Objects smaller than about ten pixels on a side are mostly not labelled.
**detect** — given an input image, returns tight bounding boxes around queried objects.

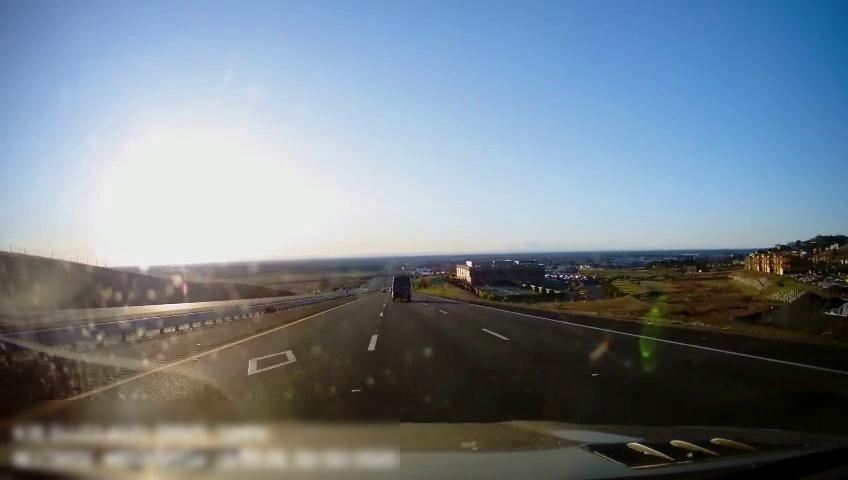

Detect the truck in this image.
[392,276,411,302]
